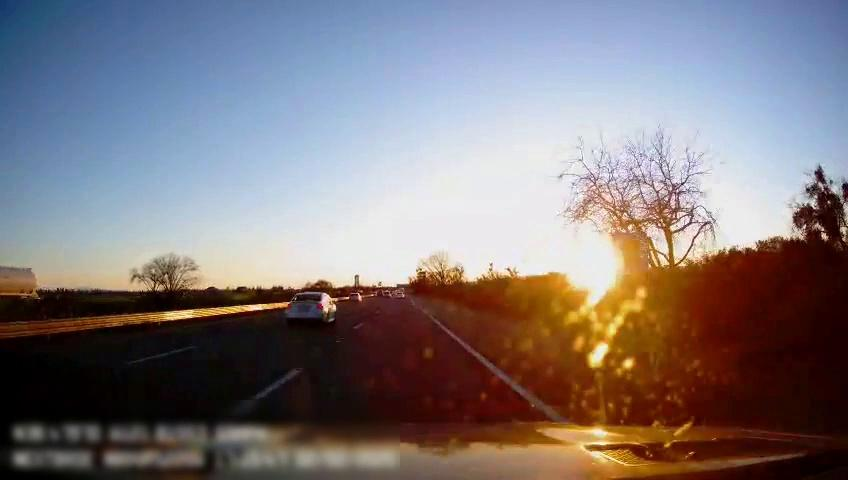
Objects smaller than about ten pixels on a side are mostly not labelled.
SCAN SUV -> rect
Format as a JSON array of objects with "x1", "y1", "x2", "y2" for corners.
[{"x1": 348, "y1": 292, "x2": 362, "y2": 303}]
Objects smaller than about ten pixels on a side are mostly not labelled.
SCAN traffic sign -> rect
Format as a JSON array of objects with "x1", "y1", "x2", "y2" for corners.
[{"x1": 398, "y1": 284, "x2": 409, "y2": 288}]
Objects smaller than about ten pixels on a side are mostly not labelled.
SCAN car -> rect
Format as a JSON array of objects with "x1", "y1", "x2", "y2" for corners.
[{"x1": 285, "y1": 292, "x2": 337, "y2": 331}]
